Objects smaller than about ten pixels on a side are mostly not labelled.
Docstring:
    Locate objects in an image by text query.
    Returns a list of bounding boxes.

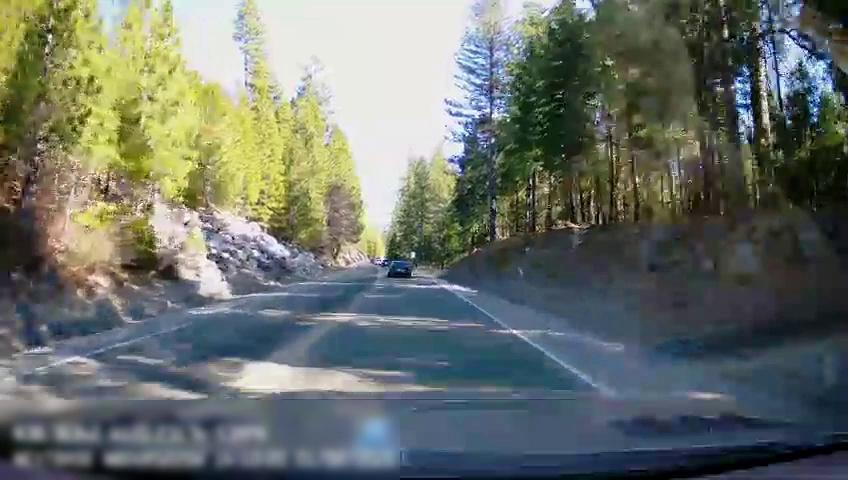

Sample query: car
[386,259,413,279]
